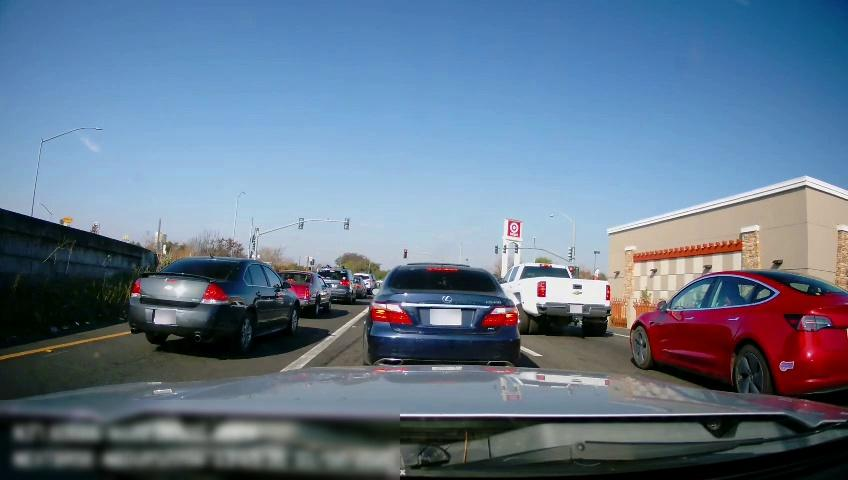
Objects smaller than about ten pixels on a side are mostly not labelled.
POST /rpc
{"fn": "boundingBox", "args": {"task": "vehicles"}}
[274,269,334,317]
[361,262,523,369]
[352,272,374,295]
[496,262,613,336]
[369,273,378,289]
[628,267,848,397]
[316,264,359,305]
[352,275,369,300]
[126,255,301,356]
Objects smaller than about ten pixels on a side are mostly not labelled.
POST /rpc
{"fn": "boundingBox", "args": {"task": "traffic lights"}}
[573,265,581,280]
[494,244,499,255]
[403,248,408,259]
[298,217,305,230]
[567,246,574,261]
[343,217,351,231]
[514,242,520,254]
[502,244,508,255]
[567,265,578,280]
